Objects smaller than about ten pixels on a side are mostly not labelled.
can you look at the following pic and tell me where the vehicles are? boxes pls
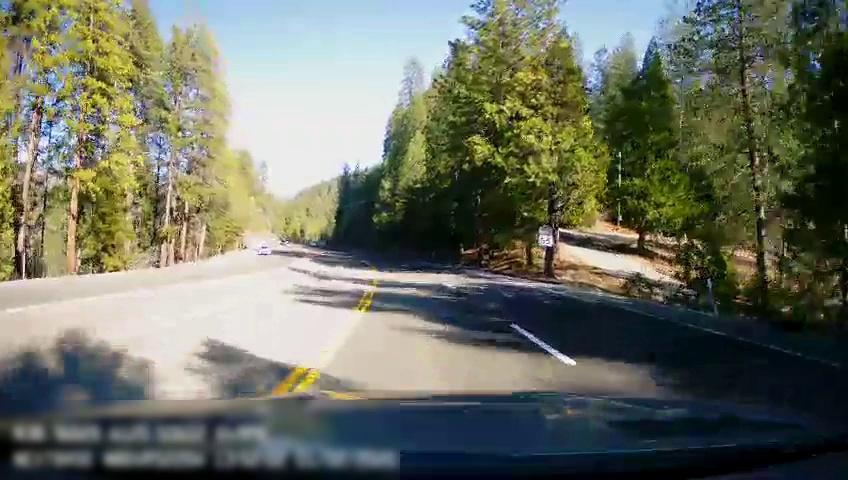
[255,244,273,257]
[308,239,321,249]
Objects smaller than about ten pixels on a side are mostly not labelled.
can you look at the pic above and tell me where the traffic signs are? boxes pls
[538,225,554,247]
